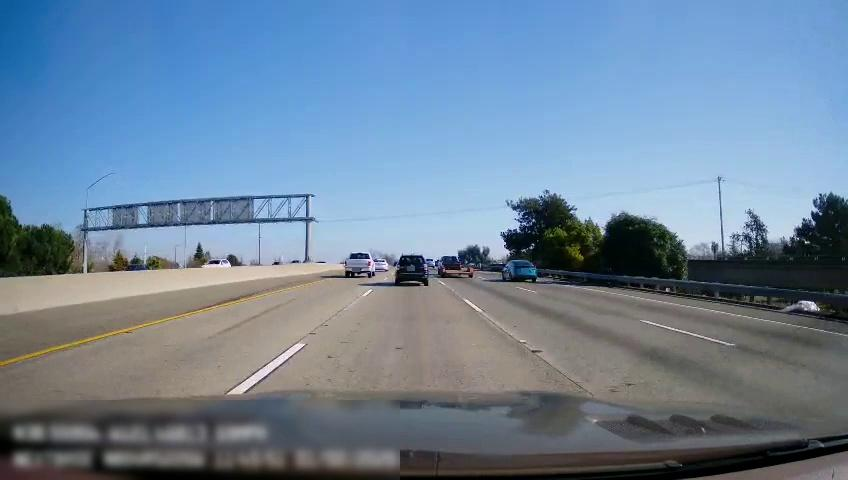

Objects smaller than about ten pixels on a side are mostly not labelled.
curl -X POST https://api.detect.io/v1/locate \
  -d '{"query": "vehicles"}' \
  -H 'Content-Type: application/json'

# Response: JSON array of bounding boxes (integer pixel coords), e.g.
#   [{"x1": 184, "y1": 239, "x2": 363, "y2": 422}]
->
[
  {"x1": 440, "y1": 266, "x2": 476, "y2": 279},
  {"x1": 344, "y1": 252, "x2": 377, "y2": 279},
  {"x1": 437, "y1": 255, "x2": 461, "y2": 276},
  {"x1": 425, "y1": 258, "x2": 436, "y2": 270},
  {"x1": 373, "y1": 258, "x2": 389, "y2": 272},
  {"x1": 501, "y1": 259, "x2": 538, "y2": 283},
  {"x1": 125, "y1": 264, "x2": 148, "y2": 271},
  {"x1": 200, "y1": 258, "x2": 232, "y2": 269},
  {"x1": 392, "y1": 253, "x2": 429, "y2": 287}
]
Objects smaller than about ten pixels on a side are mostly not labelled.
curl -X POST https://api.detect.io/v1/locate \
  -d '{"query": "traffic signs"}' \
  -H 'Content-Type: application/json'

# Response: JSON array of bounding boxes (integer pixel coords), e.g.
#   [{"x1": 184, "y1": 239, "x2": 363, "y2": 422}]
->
[
  {"x1": 112, "y1": 206, "x2": 140, "y2": 228},
  {"x1": 213, "y1": 198, "x2": 255, "y2": 225},
  {"x1": 146, "y1": 201, "x2": 178, "y2": 228},
  {"x1": 180, "y1": 199, "x2": 211, "y2": 224}
]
